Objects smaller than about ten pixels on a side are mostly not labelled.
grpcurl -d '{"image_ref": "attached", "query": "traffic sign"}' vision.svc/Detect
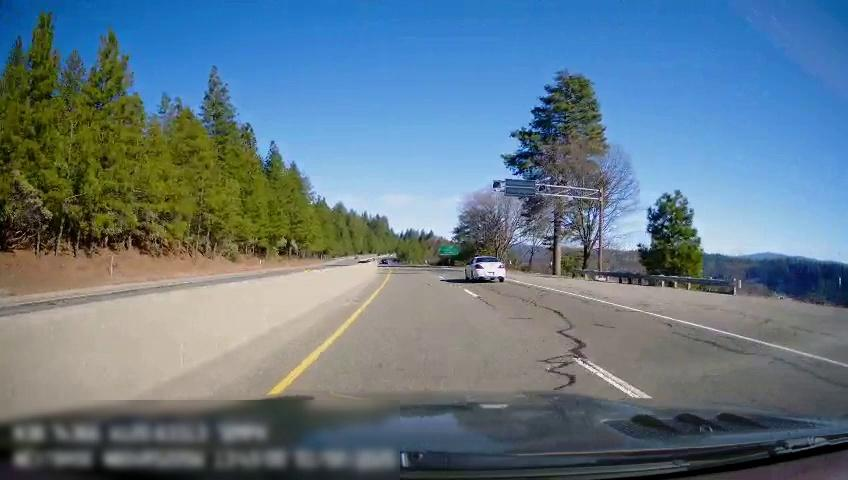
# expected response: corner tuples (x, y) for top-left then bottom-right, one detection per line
(437, 245), (461, 257)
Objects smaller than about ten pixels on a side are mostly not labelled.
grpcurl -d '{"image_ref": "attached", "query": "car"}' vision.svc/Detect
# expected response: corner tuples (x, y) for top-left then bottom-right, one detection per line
(465, 255), (506, 283)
